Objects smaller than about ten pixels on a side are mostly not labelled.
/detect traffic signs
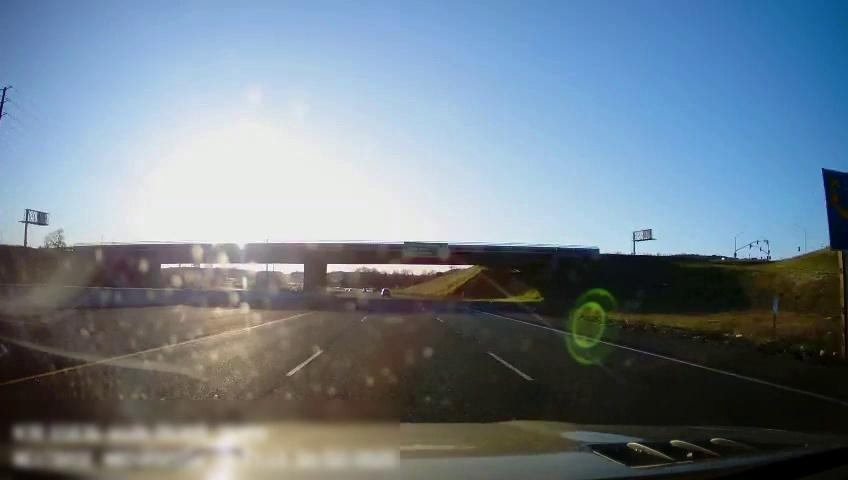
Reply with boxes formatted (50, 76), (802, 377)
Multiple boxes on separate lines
(821, 166), (848, 252)
(402, 240), (450, 263)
